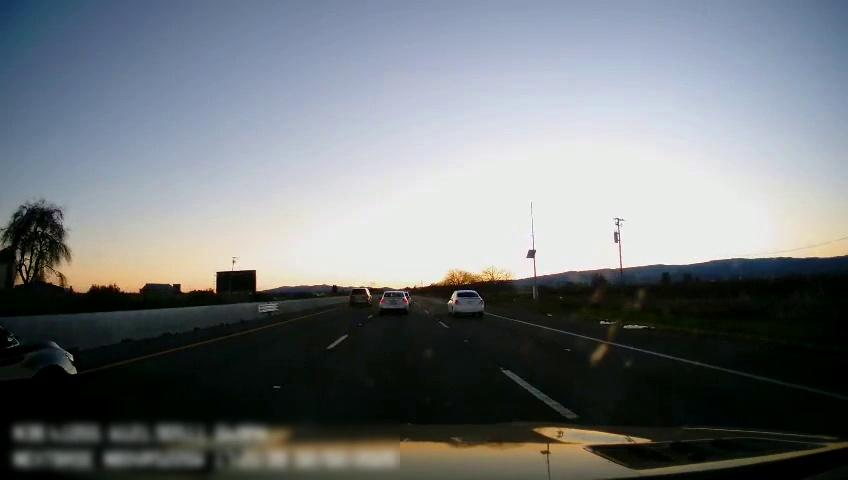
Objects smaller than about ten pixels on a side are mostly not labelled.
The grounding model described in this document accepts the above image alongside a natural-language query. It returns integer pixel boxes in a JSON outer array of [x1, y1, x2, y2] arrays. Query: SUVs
[[349, 288, 372, 307]]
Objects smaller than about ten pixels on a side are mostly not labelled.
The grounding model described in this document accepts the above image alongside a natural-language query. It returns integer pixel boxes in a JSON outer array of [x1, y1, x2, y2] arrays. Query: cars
[[0, 324, 78, 381], [446, 289, 485, 318], [377, 293, 410, 314]]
